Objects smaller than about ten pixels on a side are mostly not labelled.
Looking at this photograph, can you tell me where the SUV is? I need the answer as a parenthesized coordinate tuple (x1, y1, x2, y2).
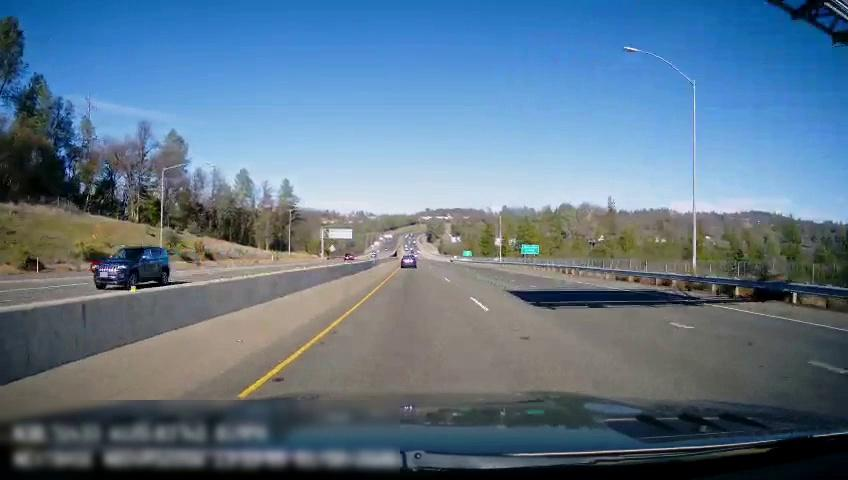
(92, 245, 172, 290)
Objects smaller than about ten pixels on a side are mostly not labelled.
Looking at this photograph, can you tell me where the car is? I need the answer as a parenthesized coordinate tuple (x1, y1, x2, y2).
(400, 253, 418, 268)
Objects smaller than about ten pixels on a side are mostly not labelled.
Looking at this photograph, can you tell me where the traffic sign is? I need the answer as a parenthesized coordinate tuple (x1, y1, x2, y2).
(520, 244, 540, 256)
